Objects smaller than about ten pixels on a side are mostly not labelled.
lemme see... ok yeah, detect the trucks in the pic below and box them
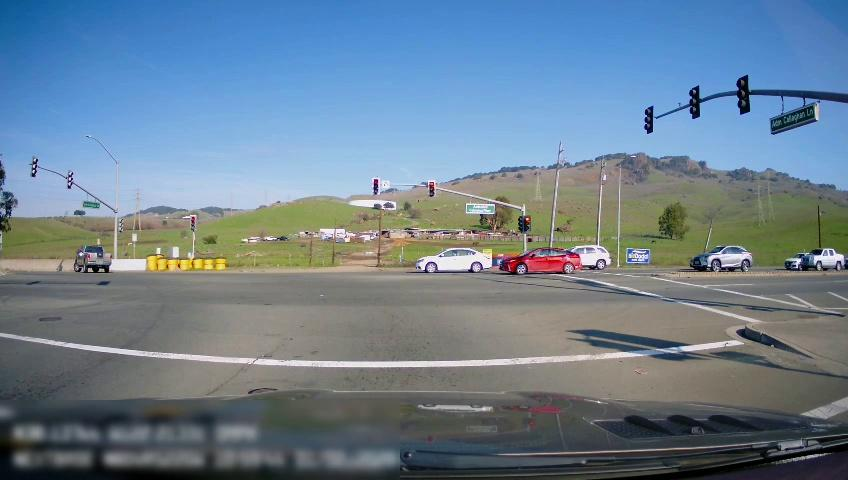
[799,248,846,272]
[73,244,112,273]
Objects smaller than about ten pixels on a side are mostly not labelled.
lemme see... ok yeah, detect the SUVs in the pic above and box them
[569,244,612,270]
[690,244,753,273]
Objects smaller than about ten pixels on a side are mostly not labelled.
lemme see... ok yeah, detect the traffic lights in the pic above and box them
[687,84,702,120]
[426,178,437,197]
[516,215,525,232]
[523,214,532,232]
[371,177,381,196]
[30,156,40,178]
[735,74,751,115]
[117,215,125,233]
[643,104,655,135]
[66,169,75,190]
[189,214,198,232]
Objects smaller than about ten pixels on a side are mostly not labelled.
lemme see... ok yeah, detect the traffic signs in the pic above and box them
[82,199,101,209]
[464,201,497,216]
[768,100,821,135]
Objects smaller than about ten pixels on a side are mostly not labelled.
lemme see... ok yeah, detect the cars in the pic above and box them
[784,252,812,271]
[498,247,583,275]
[415,247,493,273]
